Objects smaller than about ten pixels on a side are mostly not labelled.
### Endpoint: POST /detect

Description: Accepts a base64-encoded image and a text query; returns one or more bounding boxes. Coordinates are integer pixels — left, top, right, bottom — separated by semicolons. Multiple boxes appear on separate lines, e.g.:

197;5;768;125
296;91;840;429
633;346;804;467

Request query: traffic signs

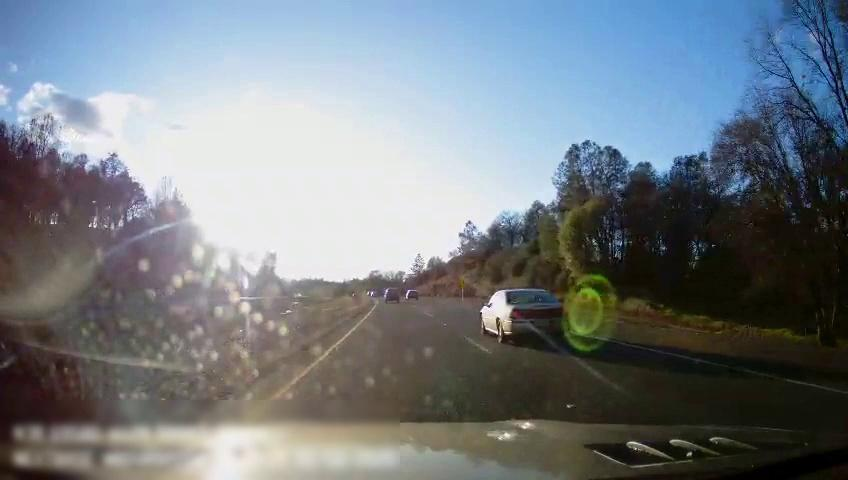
457;278;468;288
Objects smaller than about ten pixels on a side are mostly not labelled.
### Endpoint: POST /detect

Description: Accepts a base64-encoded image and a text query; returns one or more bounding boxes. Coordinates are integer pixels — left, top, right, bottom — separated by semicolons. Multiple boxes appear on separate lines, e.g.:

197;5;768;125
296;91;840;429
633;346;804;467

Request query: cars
479;288;564;345
385;289;400;303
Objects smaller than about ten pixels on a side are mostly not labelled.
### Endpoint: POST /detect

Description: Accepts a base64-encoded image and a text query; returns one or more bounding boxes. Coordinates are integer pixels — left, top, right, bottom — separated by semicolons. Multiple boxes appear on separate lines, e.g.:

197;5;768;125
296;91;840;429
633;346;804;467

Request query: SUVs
405;290;418;300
